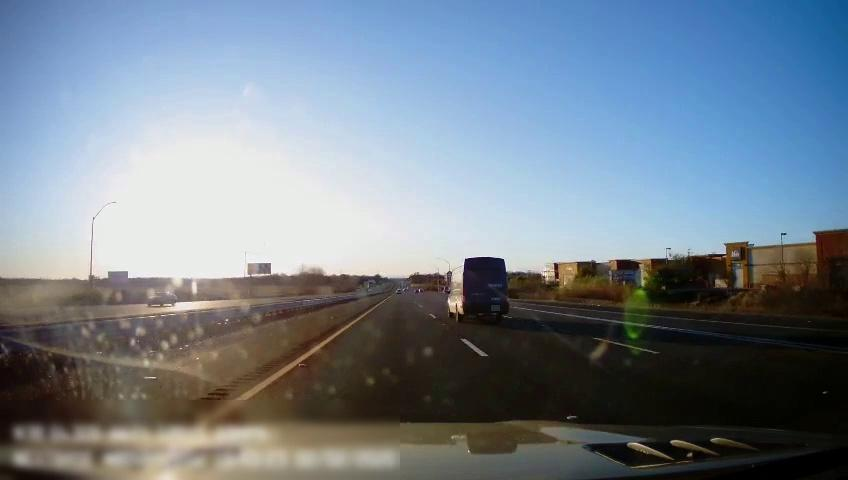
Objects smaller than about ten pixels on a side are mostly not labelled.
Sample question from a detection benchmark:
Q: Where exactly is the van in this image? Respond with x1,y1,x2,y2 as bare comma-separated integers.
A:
443,256,511,324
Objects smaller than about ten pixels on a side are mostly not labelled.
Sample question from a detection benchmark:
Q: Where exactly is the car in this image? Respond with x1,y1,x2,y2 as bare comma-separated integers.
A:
147,292,178,307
